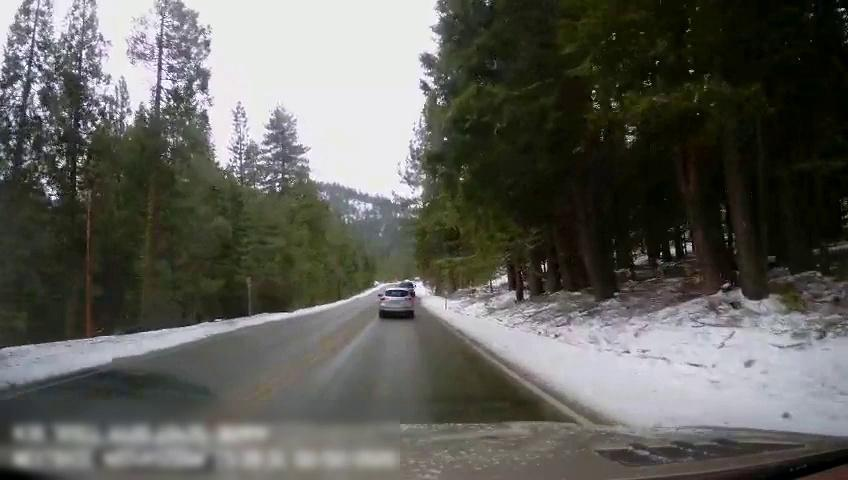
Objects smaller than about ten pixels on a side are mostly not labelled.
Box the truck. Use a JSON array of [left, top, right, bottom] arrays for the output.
[[396, 282, 417, 294]]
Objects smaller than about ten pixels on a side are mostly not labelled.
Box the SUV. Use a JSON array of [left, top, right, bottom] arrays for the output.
[[378, 288, 415, 317]]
